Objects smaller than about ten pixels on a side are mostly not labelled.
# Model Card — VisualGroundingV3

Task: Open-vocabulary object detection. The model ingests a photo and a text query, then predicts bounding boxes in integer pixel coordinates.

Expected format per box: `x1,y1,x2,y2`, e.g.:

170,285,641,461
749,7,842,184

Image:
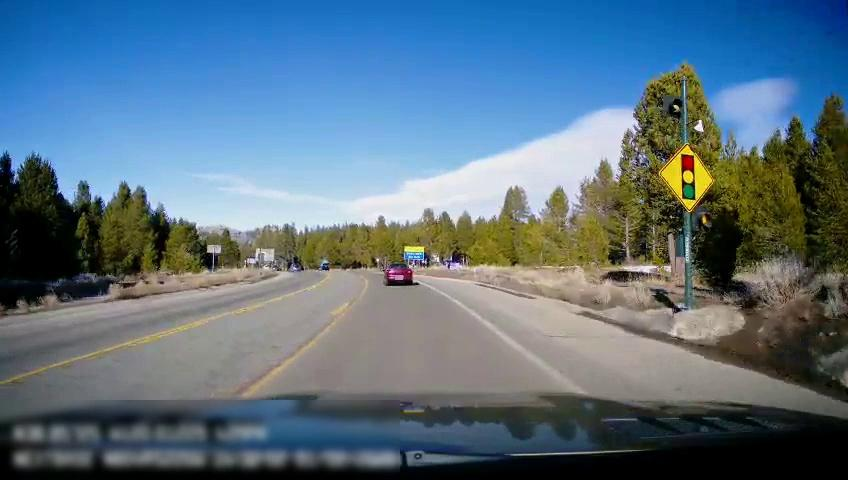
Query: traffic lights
695,207,713,228
663,96,683,119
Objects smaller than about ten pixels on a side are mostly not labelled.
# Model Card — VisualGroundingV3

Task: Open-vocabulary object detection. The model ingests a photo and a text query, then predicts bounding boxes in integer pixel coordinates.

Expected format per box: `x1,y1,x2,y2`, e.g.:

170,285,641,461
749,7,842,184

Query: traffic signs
659,143,715,213
403,246,425,261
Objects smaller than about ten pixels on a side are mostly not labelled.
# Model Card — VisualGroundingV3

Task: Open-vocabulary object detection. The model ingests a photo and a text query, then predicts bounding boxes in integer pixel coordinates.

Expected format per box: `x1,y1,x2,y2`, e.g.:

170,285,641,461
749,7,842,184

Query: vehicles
319,263,331,272
383,264,413,286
